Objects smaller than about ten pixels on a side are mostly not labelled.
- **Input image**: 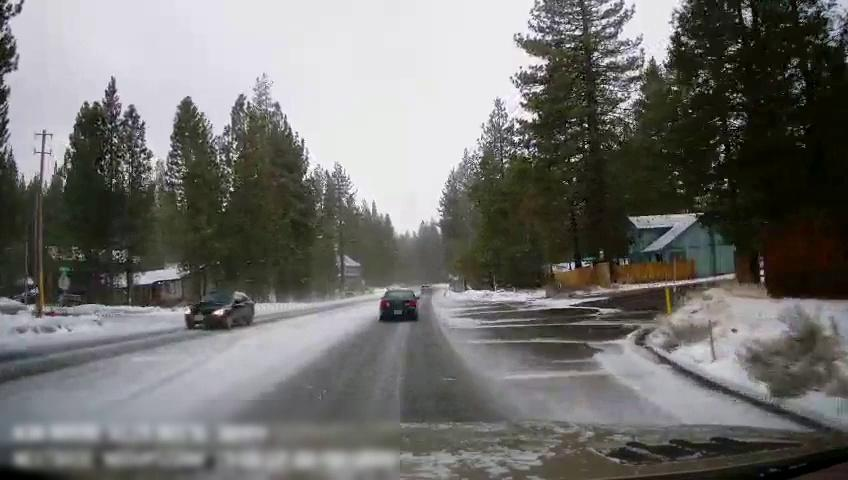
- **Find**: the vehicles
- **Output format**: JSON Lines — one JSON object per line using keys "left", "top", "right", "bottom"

{"left": 379, "top": 288, "right": 422, "bottom": 321}
{"left": 420, "top": 283, "right": 433, "bottom": 295}
{"left": 183, "top": 287, "right": 257, "bottom": 330}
